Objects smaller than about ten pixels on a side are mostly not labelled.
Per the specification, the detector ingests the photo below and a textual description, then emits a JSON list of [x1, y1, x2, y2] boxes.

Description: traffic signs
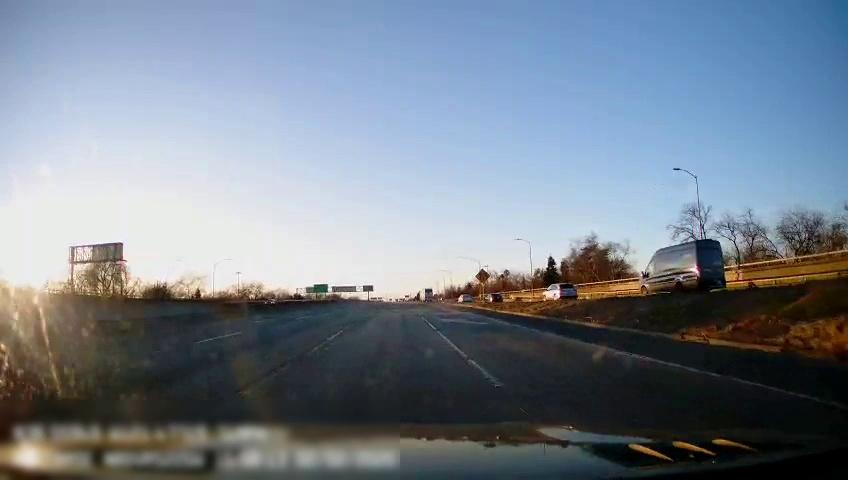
[[475, 267, 492, 283], [314, 284, 328, 293], [363, 285, 374, 293]]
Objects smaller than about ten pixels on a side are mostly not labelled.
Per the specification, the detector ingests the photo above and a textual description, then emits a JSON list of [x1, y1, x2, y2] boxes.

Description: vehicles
[[457, 294, 472, 303], [637, 239, 727, 295], [542, 283, 578, 302], [419, 288, 434, 302], [264, 298, 276, 305], [483, 292, 503, 304]]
